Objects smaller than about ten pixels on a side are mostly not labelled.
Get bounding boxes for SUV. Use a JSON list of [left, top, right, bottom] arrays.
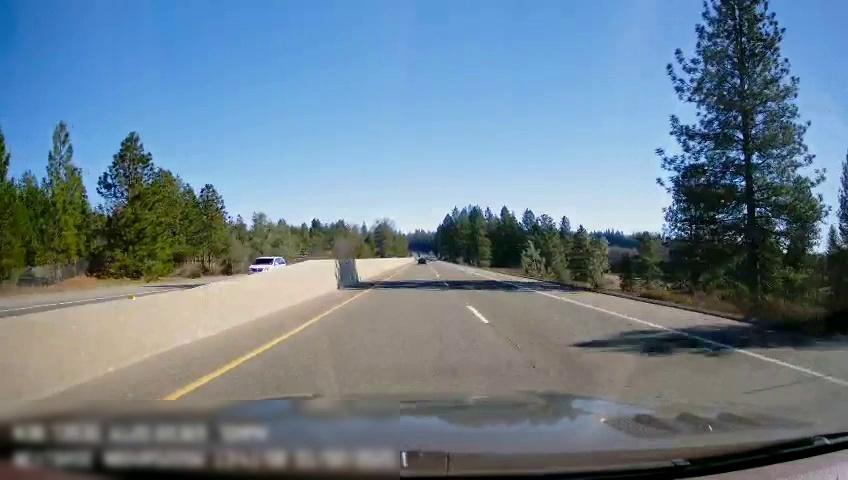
[[247, 256, 287, 276]]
